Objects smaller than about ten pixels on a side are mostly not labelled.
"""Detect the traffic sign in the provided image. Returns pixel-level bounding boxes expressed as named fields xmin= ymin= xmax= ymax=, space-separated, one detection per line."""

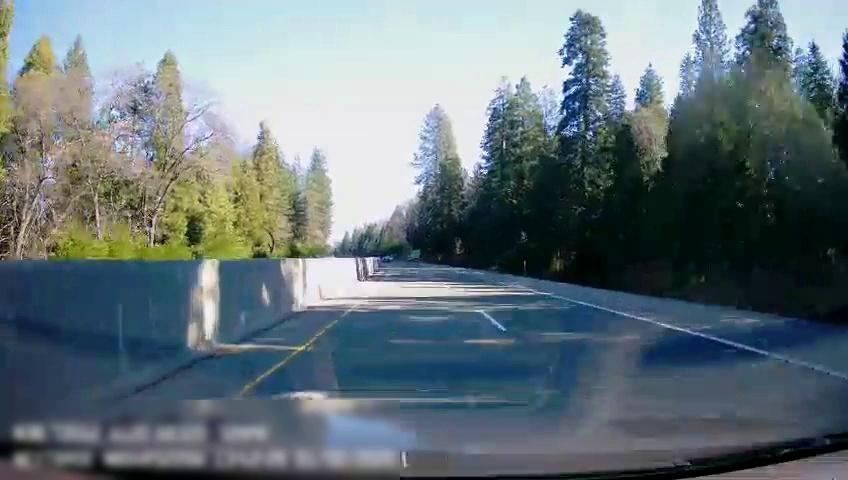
xmin=410 ymin=249 xmax=421 ymax=257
